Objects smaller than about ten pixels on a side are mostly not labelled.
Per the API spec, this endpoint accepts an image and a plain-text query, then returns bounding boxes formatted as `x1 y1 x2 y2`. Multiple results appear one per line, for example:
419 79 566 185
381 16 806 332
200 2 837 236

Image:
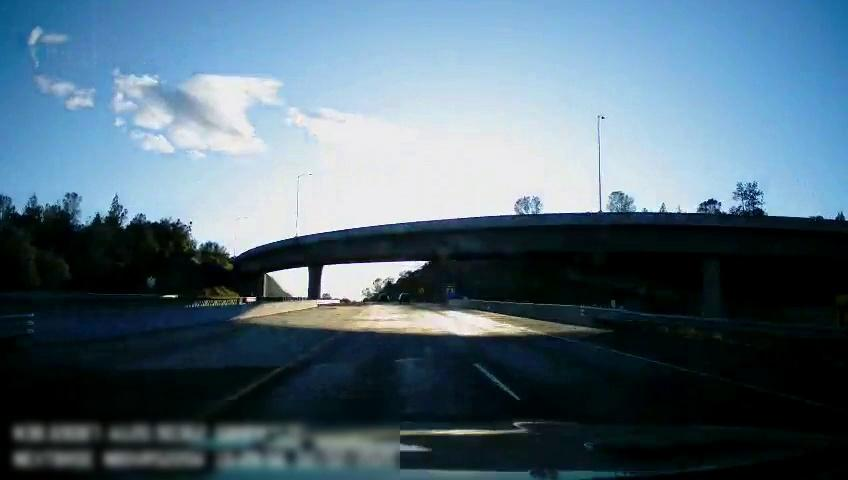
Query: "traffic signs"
830 297 848 328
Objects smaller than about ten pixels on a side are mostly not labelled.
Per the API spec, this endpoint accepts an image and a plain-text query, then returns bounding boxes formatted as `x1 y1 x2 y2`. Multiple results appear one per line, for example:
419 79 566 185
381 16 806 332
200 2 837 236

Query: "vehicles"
398 293 412 304
377 294 389 304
